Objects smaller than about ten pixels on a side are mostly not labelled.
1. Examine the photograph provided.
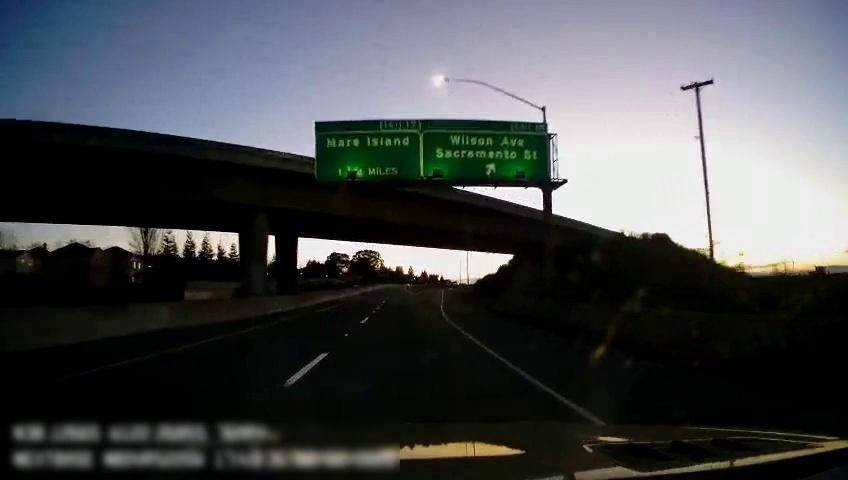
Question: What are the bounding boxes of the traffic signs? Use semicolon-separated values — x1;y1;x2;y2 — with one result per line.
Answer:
421;120;550;186
313;117;422;185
